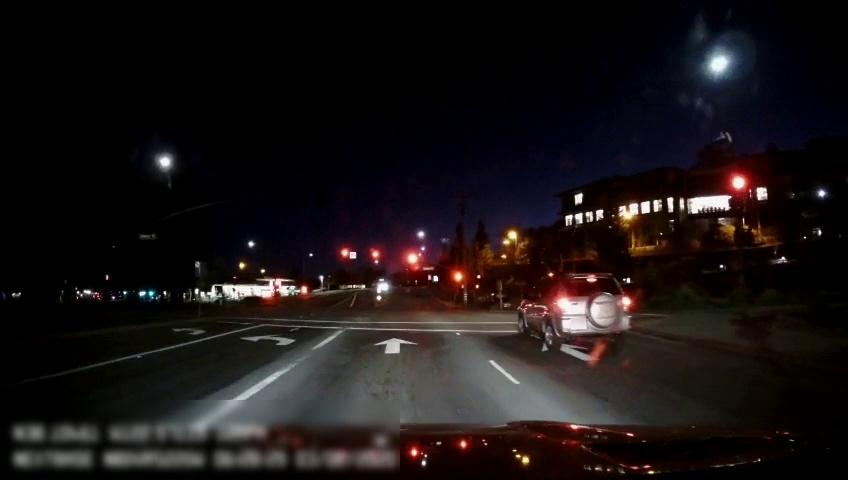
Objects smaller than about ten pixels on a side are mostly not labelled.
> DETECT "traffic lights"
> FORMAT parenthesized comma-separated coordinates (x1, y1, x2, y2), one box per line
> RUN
(341, 248, 349, 263)
(409, 252, 417, 268)
(732, 174, 744, 201)
(371, 249, 379, 264)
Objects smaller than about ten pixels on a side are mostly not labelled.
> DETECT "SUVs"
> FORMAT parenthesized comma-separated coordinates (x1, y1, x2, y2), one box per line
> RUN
(517, 271, 633, 355)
